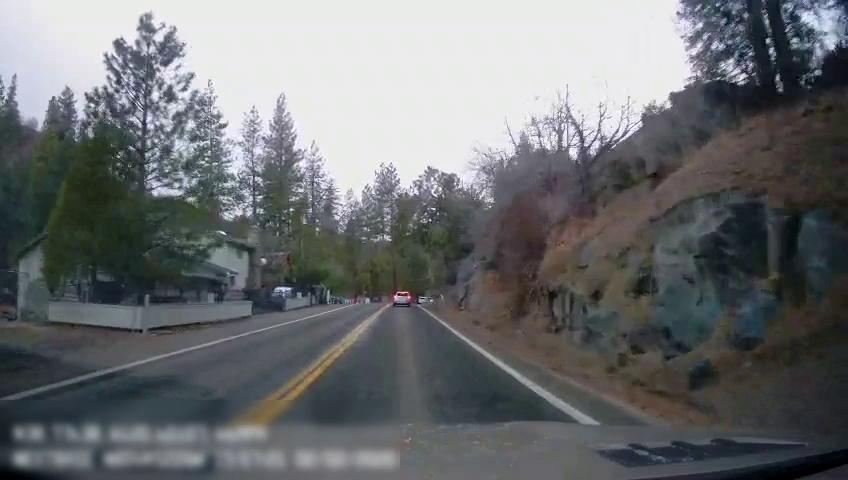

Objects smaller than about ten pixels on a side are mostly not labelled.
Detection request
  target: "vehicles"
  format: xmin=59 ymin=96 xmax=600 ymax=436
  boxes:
xmin=417 ymin=296 xmax=428 ymax=305
xmin=393 ymin=291 xmax=412 ymax=308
